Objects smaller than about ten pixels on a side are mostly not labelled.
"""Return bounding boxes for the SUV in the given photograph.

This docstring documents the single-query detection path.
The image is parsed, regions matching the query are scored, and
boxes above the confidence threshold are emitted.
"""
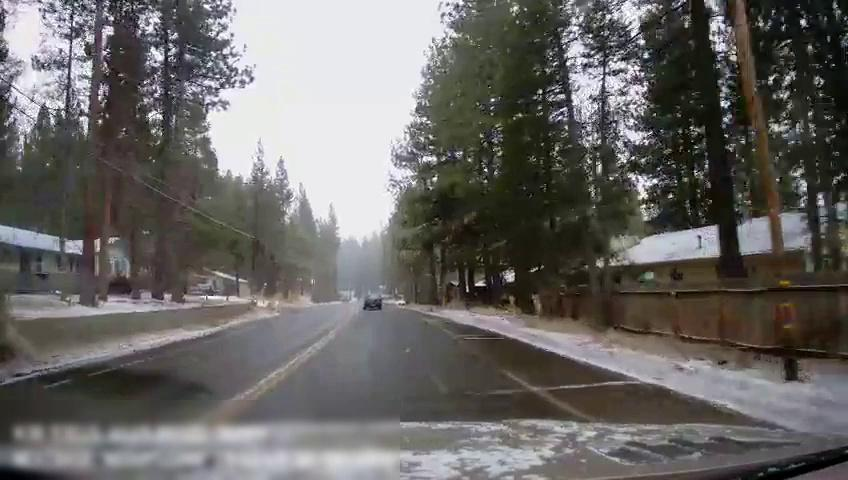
[362,292,384,311]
